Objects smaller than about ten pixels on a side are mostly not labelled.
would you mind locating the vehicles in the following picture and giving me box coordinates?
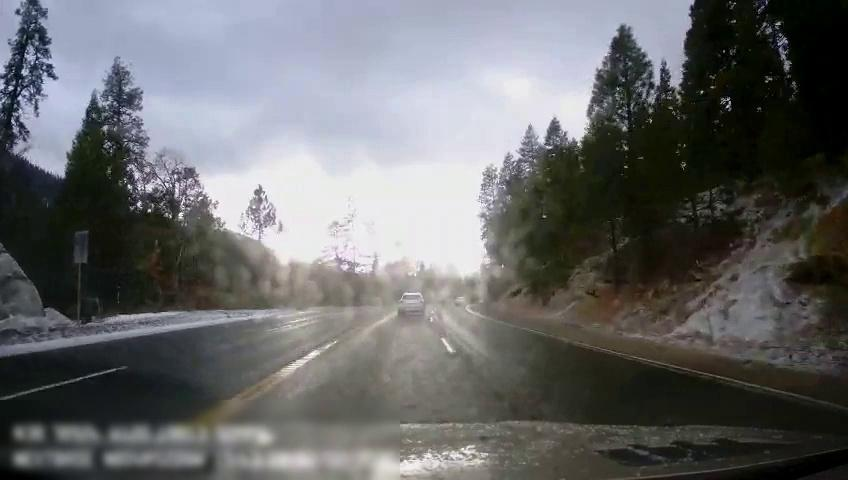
[398,292,425,316]
[455,296,467,306]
